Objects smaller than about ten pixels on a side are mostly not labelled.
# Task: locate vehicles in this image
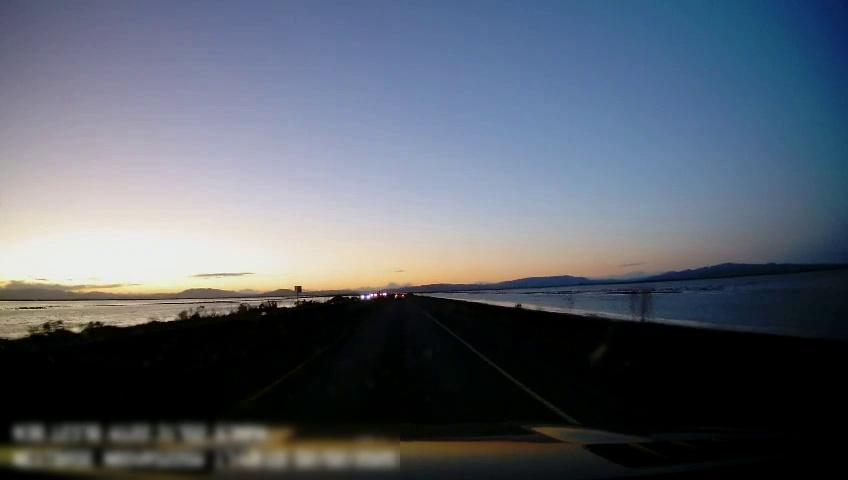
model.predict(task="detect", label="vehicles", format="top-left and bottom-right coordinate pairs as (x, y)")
top-left (395, 293), bottom-right (406, 301)
top-left (360, 293), bottom-right (372, 301)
